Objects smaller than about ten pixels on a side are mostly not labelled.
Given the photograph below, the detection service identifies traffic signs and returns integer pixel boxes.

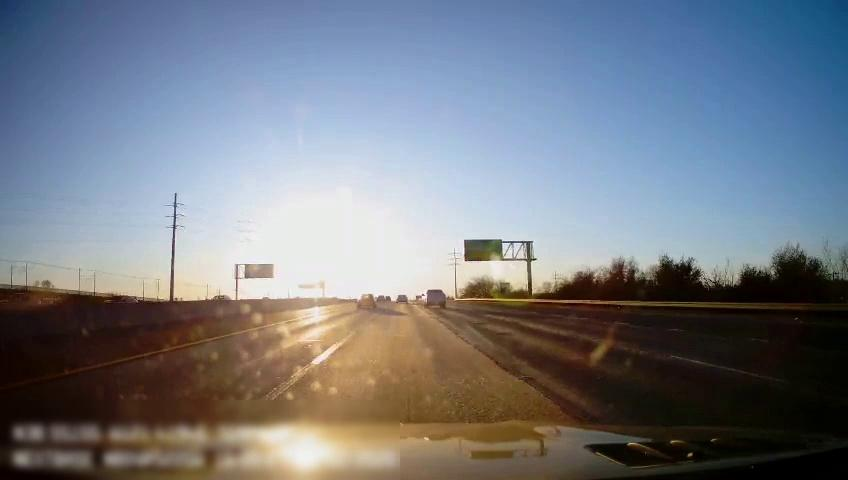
[300,280,322,291]
[462,239,503,262]
[245,264,274,279]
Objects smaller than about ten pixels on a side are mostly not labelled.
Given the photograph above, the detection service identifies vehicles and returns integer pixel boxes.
[421,289,447,309]
[209,294,231,301]
[103,295,139,304]
[0,291,42,307]
[395,293,409,304]
[357,293,378,310]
